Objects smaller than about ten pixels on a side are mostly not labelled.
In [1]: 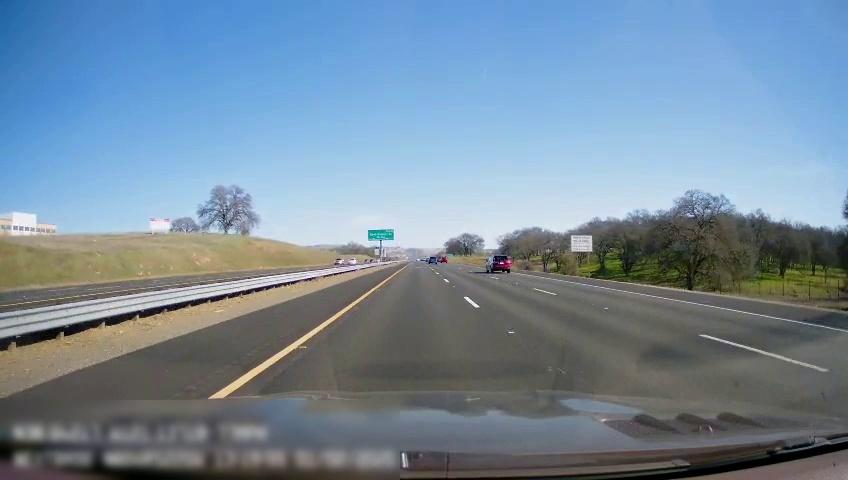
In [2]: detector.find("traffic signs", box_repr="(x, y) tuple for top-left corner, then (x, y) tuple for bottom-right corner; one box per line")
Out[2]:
(368, 229), (396, 242)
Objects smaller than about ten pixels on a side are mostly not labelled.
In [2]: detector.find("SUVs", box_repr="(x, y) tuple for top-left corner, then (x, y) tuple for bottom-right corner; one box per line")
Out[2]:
(486, 254), (512, 274)
(334, 258), (346, 266)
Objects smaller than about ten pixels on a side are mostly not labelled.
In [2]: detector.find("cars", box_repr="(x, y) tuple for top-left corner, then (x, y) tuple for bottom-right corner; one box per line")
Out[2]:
(347, 258), (358, 265)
